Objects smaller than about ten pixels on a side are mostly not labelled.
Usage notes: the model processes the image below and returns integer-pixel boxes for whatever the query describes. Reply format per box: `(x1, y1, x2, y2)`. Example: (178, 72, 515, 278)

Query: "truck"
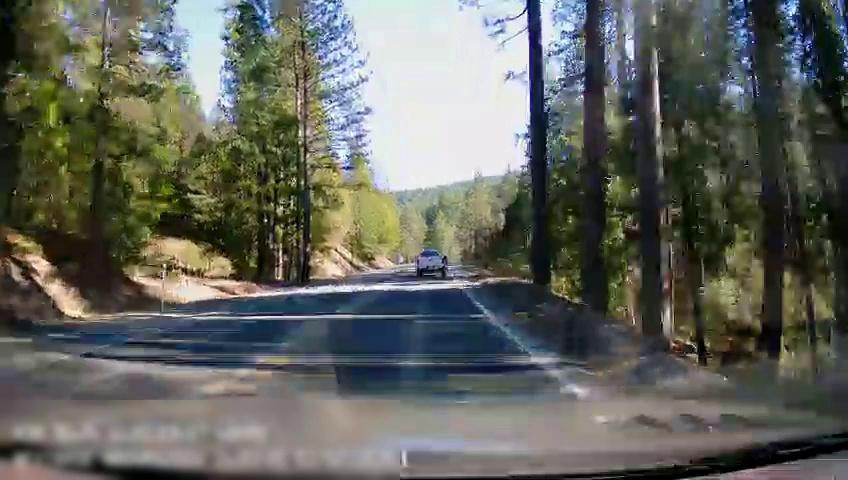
(415, 249, 448, 278)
